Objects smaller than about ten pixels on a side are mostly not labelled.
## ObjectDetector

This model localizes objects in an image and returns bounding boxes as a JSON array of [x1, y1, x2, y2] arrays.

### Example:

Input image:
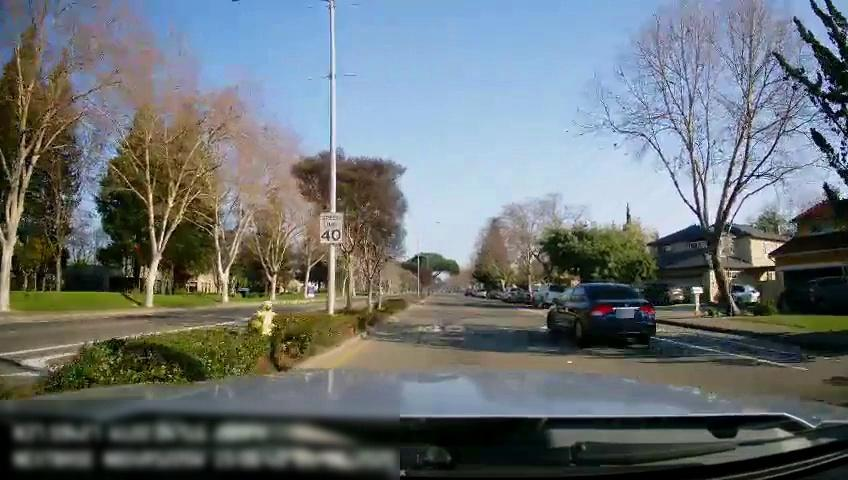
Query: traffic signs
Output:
[[319, 212, 345, 244]]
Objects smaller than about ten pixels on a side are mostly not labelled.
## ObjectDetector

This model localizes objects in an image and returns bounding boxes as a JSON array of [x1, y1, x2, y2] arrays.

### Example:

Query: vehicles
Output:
[[728, 284, 761, 307], [546, 282, 657, 349], [503, 288, 532, 306], [775, 276, 848, 317], [471, 287, 488, 299], [640, 281, 685, 306], [534, 284, 566, 310], [496, 287, 514, 301]]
